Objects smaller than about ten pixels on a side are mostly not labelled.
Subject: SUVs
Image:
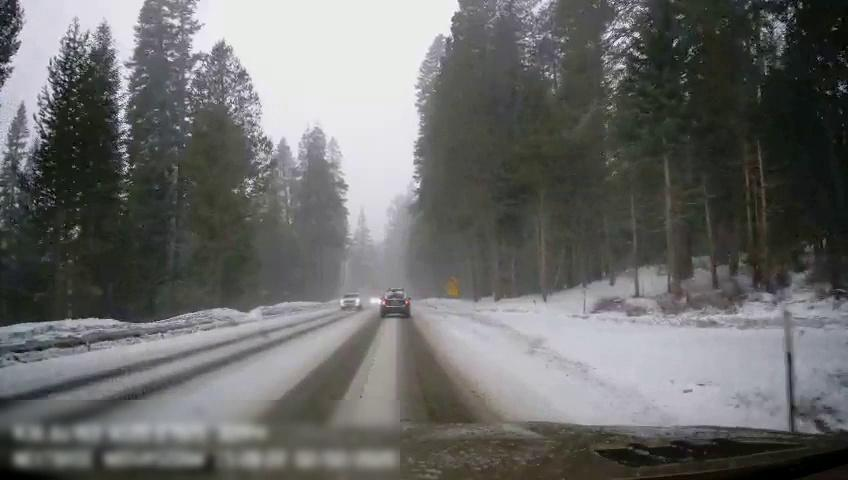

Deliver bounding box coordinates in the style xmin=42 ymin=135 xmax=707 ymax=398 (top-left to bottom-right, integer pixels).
xmin=339 ymin=292 xmax=362 ymax=311
xmin=380 ymin=287 xmax=412 ymax=318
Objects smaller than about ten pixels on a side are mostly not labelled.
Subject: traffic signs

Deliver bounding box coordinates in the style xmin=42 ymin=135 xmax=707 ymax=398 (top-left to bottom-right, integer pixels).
xmin=448 ymin=275 xmax=459 ymax=288
xmin=448 ymin=288 xmax=459 ymax=297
